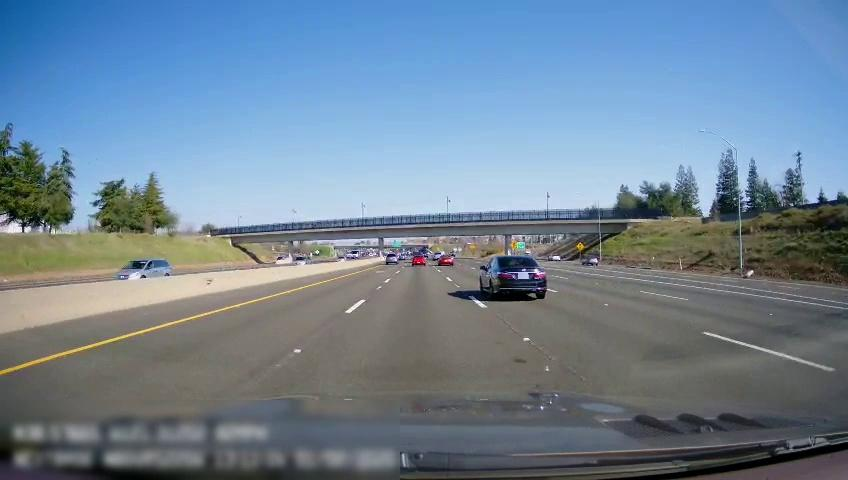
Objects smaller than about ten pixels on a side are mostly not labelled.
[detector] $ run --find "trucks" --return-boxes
[346,249,362,261]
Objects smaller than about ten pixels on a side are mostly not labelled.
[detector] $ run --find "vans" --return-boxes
[116,258,176,281]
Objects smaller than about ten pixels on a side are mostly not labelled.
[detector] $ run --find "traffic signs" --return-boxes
[576,241,585,252]
[514,241,525,251]
[388,242,402,247]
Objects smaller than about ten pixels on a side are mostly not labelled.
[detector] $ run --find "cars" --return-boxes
[436,253,455,266]
[547,253,561,261]
[411,255,428,267]
[477,254,548,300]
[294,256,314,266]
[582,253,600,266]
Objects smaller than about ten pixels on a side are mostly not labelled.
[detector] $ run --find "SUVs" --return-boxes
[384,252,399,265]
[431,251,444,262]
